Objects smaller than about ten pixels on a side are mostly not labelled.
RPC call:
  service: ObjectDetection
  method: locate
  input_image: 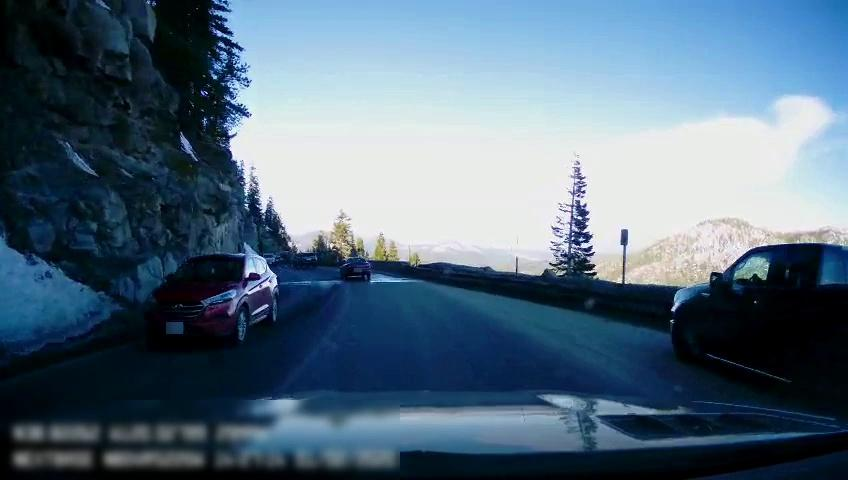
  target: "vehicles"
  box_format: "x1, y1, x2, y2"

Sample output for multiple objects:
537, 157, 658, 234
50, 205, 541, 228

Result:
260, 251, 277, 265
669, 243, 848, 391
142, 252, 279, 349
297, 251, 320, 268
342, 257, 372, 280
